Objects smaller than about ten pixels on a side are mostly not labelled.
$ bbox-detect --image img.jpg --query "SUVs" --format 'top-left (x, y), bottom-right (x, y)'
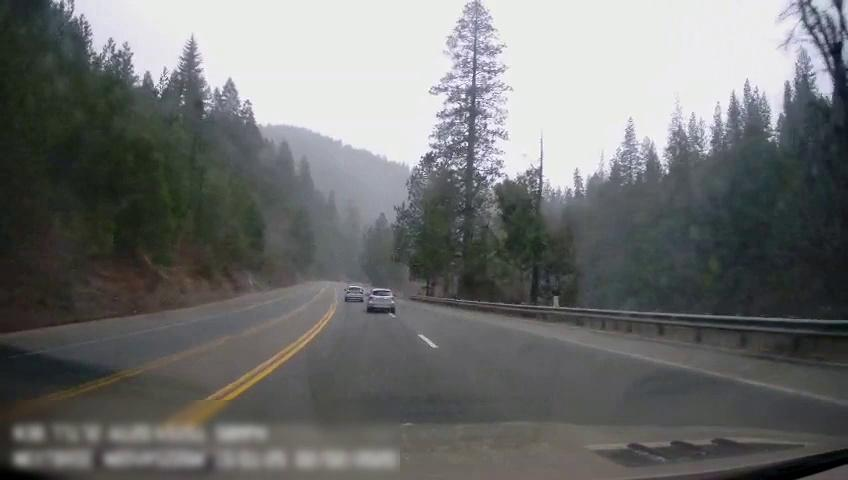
top-left (366, 288), bottom-right (396, 313)
top-left (344, 286), bottom-right (364, 302)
